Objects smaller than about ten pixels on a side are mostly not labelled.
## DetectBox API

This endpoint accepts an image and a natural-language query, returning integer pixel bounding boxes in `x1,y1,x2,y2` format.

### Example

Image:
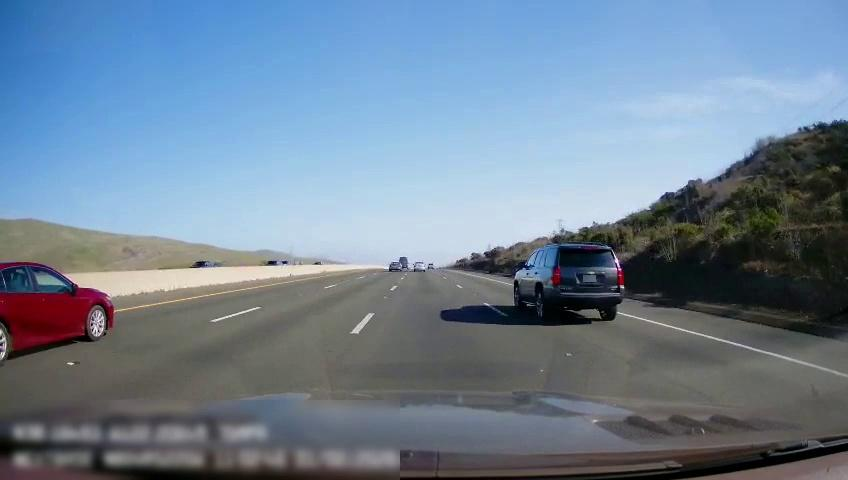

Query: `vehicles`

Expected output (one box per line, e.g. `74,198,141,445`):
512,242,624,322
412,261,427,272
398,256,409,269
191,260,214,268
265,260,288,266
0,260,114,361
388,261,403,272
